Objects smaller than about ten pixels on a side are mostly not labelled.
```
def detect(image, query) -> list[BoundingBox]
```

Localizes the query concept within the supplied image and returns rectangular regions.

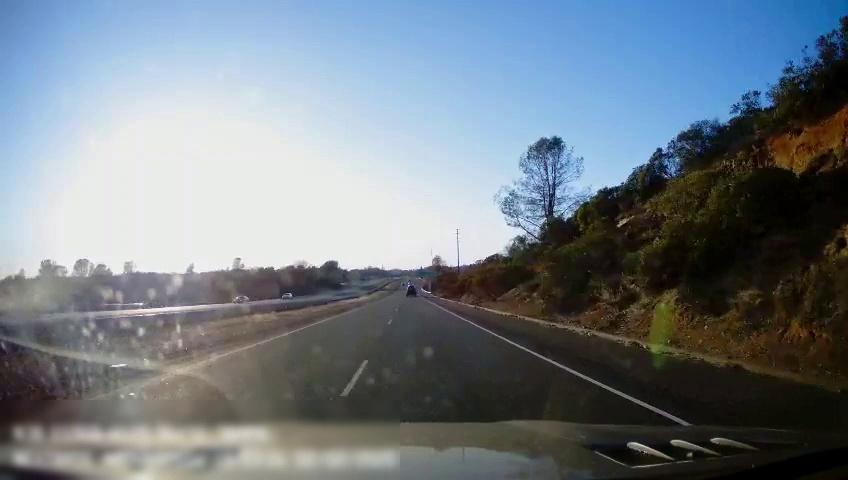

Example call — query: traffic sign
[420,271,437,278]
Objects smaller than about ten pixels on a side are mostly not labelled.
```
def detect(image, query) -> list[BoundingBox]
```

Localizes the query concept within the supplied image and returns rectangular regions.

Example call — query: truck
[406,285,417,297]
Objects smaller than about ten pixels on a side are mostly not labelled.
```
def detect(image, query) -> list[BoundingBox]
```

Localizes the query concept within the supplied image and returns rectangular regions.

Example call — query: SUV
[282,293,293,300]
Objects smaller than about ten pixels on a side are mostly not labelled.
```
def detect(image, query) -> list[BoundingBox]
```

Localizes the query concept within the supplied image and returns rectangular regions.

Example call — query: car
[233,296,249,304]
